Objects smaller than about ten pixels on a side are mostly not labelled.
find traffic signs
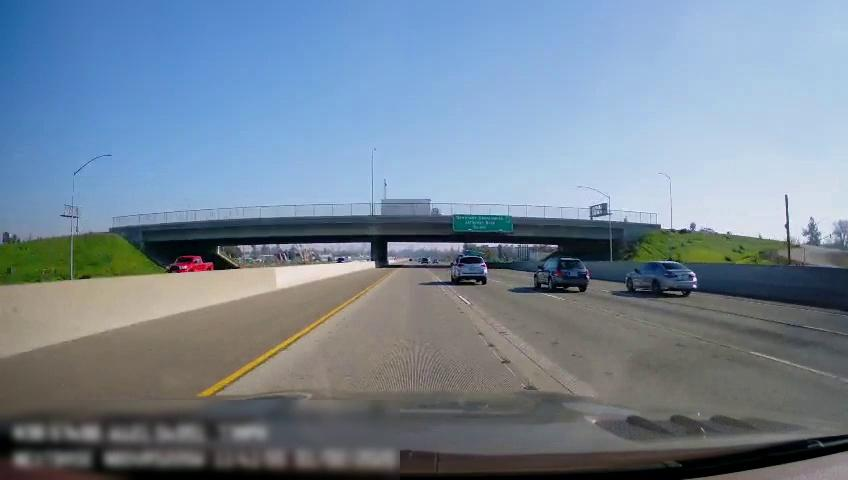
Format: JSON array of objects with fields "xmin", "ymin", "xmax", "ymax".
[{"xmin": 452, "ymin": 214, "xmax": 514, "ymax": 233}]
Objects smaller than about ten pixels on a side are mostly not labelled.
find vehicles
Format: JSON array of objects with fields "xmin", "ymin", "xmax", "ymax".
[
  {"xmin": 450, "ymin": 254, "xmax": 487, "ymax": 285},
  {"xmin": 625, "ymin": 260, "xmax": 698, "ymax": 298},
  {"xmin": 166, "ymin": 255, "xmax": 214, "ymax": 274},
  {"xmin": 534, "ymin": 257, "xmax": 591, "ymax": 293},
  {"xmin": 336, "ymin": 257, "xmax": 349, "ymax": 263}
]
